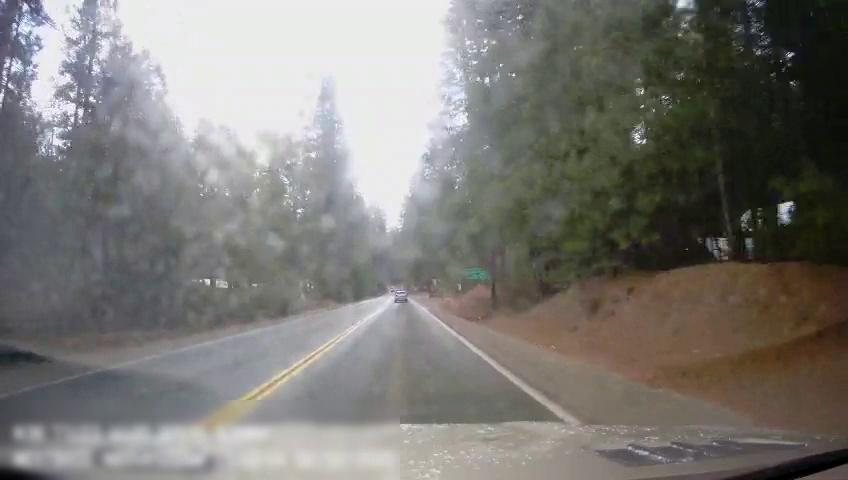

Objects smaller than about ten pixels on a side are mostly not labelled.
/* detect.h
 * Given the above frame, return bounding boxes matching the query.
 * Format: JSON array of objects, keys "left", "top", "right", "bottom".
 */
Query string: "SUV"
[{"left": 394, "top": 290, "right": 409, "bottom": 303}]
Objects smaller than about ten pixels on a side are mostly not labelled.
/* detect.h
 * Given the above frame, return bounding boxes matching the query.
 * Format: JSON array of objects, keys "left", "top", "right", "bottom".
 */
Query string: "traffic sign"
[{"left": 463, "top": 267, "right": 489, "bottom": 282}]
